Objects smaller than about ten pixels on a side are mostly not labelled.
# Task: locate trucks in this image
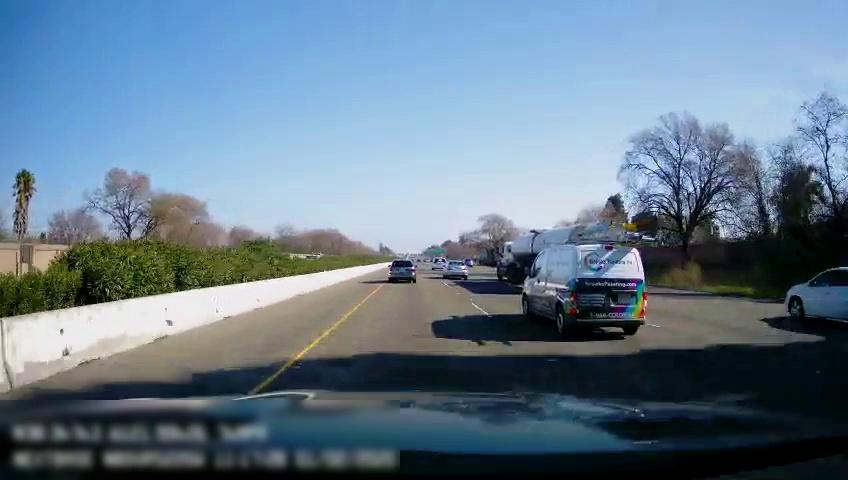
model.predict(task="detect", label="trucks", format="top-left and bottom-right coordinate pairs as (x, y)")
top-left (496, 224), bottom-right (621, 282)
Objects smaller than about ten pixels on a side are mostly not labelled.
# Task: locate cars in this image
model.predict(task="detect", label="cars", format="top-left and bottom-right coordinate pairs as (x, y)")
top-left (432, 256), bottom-right (448, 271)
top-left (442, 260), bottom-right (468, 280)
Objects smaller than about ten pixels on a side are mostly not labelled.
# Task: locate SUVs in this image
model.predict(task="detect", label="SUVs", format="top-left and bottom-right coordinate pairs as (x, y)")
top-left (387, 259), bottom-right (418, 284)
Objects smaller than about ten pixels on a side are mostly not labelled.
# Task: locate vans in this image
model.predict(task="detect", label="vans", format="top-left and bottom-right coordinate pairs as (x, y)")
top-left (520, 243), bottom-right (647, 337)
